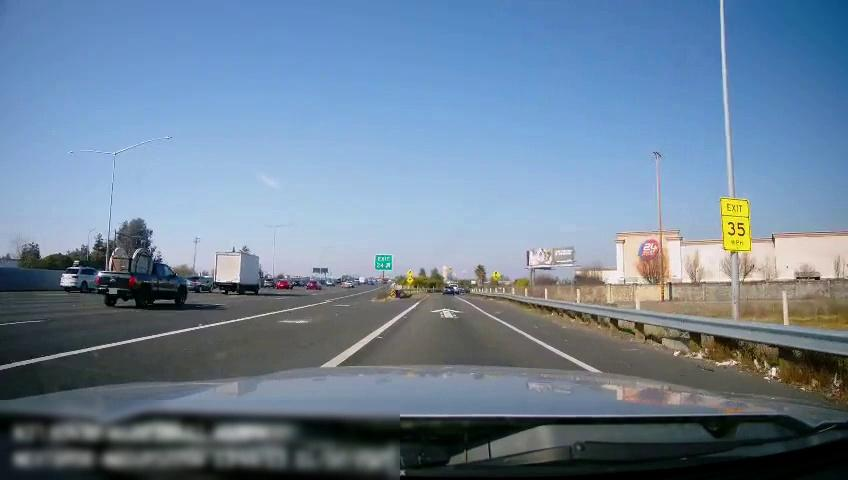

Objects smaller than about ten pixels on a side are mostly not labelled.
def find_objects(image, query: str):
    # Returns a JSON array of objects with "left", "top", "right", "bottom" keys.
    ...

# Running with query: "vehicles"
[
  {"left": 213, "top": 252, "right": 261, "bottom": 296},
  {"left": 264, "top": 278, "right": 276, "bottom": 288},
  {"left": 306, "top": 280, "right": 322, "bottom": 290},
  {"left": 183, "top": 276, "right": 214, "bottom": 294},
  {"left": 442, "top": 286, "right": 455, "bottom": 295},
  {"left": 95, "top": 262, "right": 188, "bottom": 310},
  {"left": 449, "top": 284, "right": 460, "bottom": 295},
  {"left": 276, "top": 279, "right": 294, "bottom": 289},
  {"left": 60, "top": 267, "right": 96, "bottom": 293}
]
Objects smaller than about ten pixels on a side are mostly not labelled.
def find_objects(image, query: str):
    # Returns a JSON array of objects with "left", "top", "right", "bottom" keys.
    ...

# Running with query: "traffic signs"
[
  {"left": 374, "top": 253, "right": 393, "bottom": 271},
  {"left": 720, "top": 196, "right": 752, "bottom": 252}
]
